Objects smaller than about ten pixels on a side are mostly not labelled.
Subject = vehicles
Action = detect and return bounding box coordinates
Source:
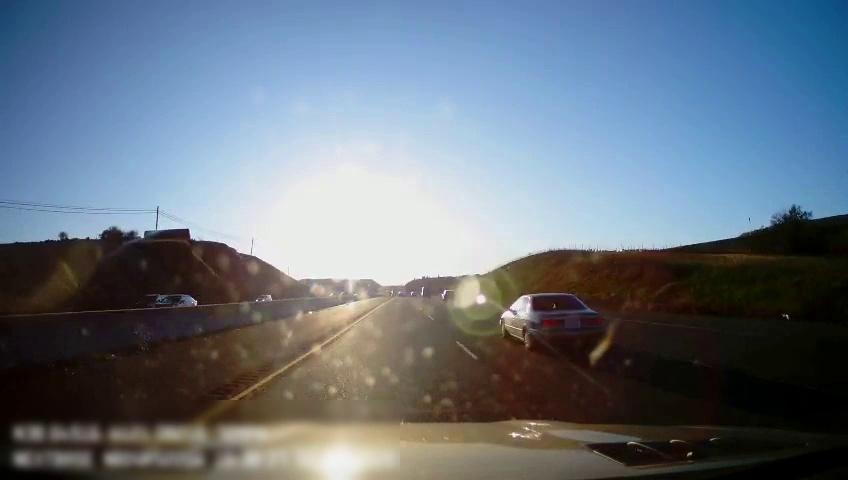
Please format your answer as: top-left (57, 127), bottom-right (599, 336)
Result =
top-left (155, 294), bottom-right (198, 308)
top-left (441, 289), bottom-right (457, 302)
top-left (500, 292), bottom-right (608, 351)
top-left (135, 294), bottom-right (168, 309)
top-left (256, 294), bottom-right (272, 302)
top-left (422, 287), bottom-right (431, 298)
